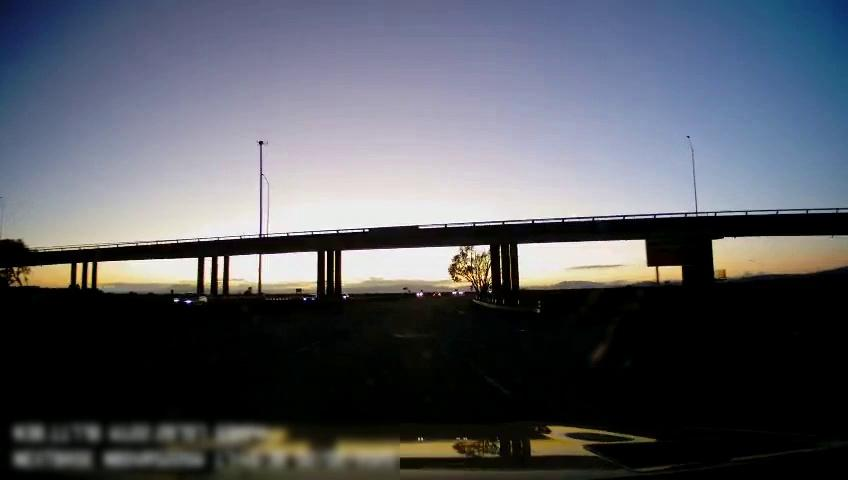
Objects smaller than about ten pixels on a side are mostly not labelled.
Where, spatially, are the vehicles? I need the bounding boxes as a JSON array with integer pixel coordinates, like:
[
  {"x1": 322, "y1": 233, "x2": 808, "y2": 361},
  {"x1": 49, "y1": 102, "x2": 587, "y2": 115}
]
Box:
[
  {"x1": 303, "y1": 293, "x2": 317, "y2": 303},
  {"x1": 173, "y1": 292, "x2": 208, "y2": 306}
]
